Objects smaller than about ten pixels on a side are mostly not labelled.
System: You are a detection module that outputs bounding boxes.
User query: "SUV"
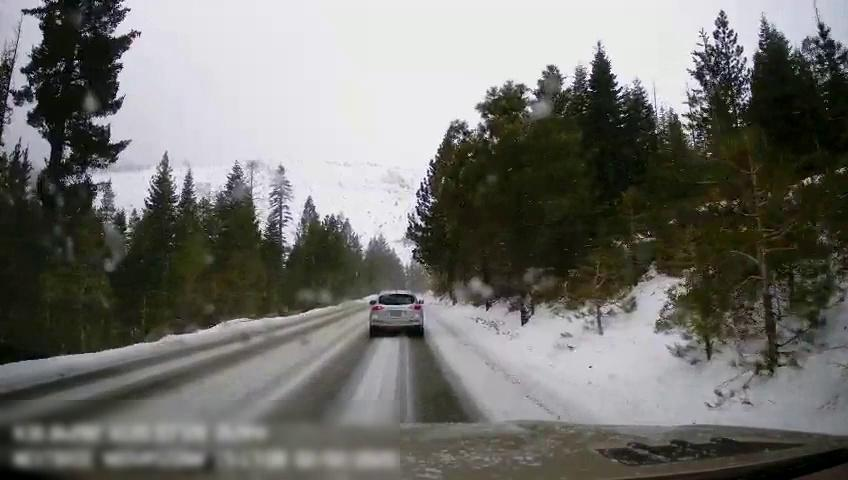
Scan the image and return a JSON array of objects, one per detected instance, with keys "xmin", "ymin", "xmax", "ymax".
[{"xmin": 369, "ymin": 289, "xmax": 424, "ymax": 337}]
